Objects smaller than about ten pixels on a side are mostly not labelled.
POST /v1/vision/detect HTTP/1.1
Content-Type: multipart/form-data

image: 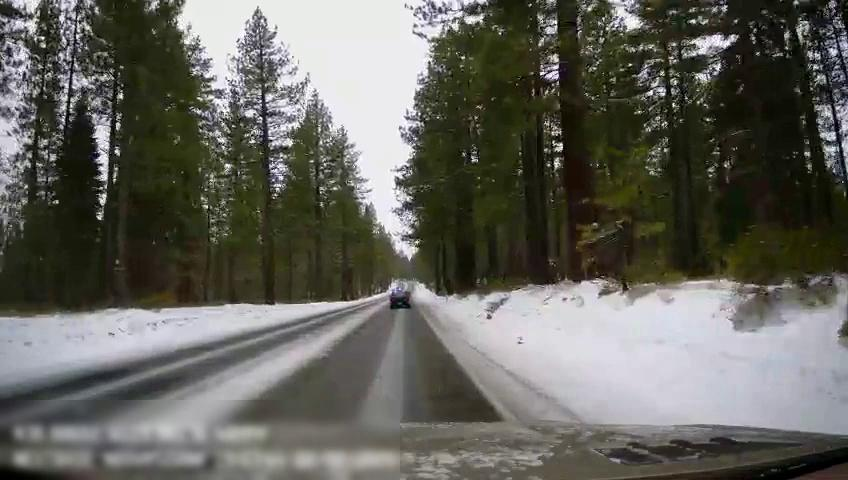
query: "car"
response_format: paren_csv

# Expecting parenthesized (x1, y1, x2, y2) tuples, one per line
(389, 288, 413, 309)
